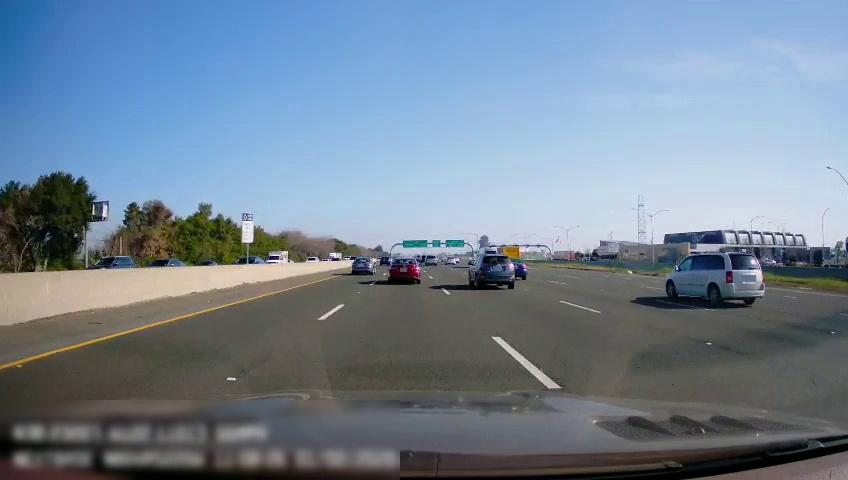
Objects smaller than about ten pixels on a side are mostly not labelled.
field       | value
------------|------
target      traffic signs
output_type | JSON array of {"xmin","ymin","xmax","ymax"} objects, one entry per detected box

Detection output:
[
  {"xmin": 88, "ymin": 200, "xmax": 109, "ymax": 222},
  {"xmin": 241, "ymin": 212, "xmax": 254, "ymax": 244},
  {"xmin": 445, "ymin": 239, "xmax": 465, "ymax": 249},
  {"xmin": 402, "ymin": 239, "xmax": 428, "ymax": 248}
]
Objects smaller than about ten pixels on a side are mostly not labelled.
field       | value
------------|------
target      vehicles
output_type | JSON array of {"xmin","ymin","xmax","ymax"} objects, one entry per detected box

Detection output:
[
  {"xmin": 143, "ymin": 257, "xmax": 187, "ymax": 269},
  {"xmin": 424, "ymin": 255, "xmax": 438, "ymax": 267},
  {"xmin": 232, "ymin": 255, "xmax": 267, "ymax": 265},
  {"xmin": 553, "ymin": 250, "xmax": 576, "ymax": 260},
  {"xmin": 497, "ymin": 245, "xmax": 521, "ymax": 261},
  {"xmin": 379, "ymin": 257, "xmax": 390, "ymax": 267},
  {"xmin": 479, "ymin": 244, "xmax": 498, "ymax": 254},
  {"xmin": 195, "ymin": 259, "xmax": 223, "ymax": 267},
  {"xmin": 351, "ymin": 257, "xmax": 376, "ymax": 275},
  {"xmin": 467, "ymin": 253, "xmax": 517, "ymax": 290},
  {"xmin": 305, "ymin": 255, "xmax": 321, "ymax": 263},
  {"xmin": 85, "ymin": 255, "xmax": 139, "ymax": 270},
  {"xmin": 265, "ymin": 250, "xmax": 289, "ymax": 265},
  {"xmin": 664, "ymin": 249, "xmax": 765, "ymax": 307},
  {"xmin": 511, "ymin": 258, "xmax": 530, "ymax": 282},
  {"xmin": 388, "ymin": 258, "xmax": 422, "ymax": 285},
  {"xmin": 328, "ymin": 252, "xmax": 342, "ymax": 262},
  {"xmin": 444, "ymin": 256, "xmax": 457, "ymax": 266}
]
